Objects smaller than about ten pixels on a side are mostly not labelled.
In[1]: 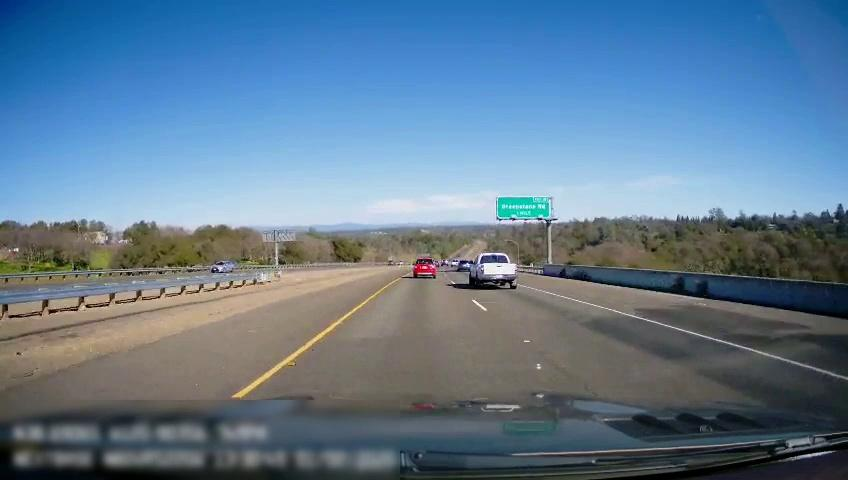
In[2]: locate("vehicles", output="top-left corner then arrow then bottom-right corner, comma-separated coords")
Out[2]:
468,253 -> 520,289
458,260 -> 474,271
450,260 -> 461,268
413,259 -> 436,278
208,260 -> 235,275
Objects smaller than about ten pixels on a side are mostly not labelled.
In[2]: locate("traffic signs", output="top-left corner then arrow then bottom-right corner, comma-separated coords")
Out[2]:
495,195 -> 552,220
